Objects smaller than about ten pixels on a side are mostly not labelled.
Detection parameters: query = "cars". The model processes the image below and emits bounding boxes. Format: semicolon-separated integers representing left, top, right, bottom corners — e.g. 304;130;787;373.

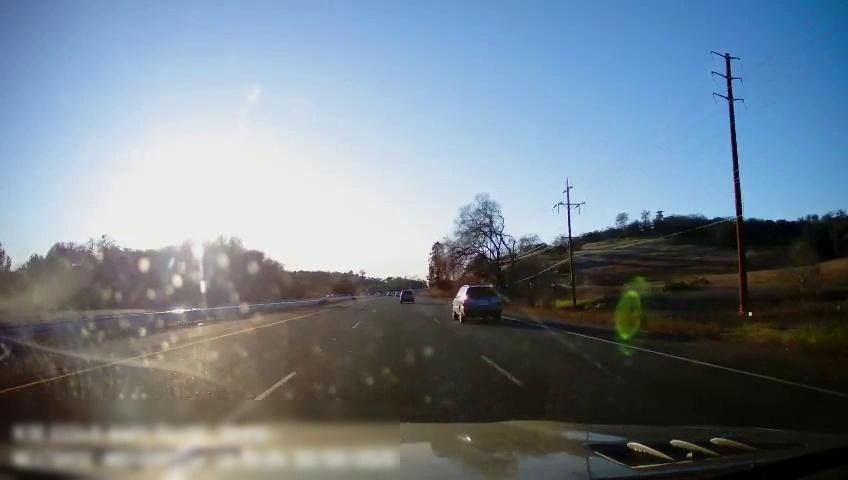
399;289;415;304
452;284;502;323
